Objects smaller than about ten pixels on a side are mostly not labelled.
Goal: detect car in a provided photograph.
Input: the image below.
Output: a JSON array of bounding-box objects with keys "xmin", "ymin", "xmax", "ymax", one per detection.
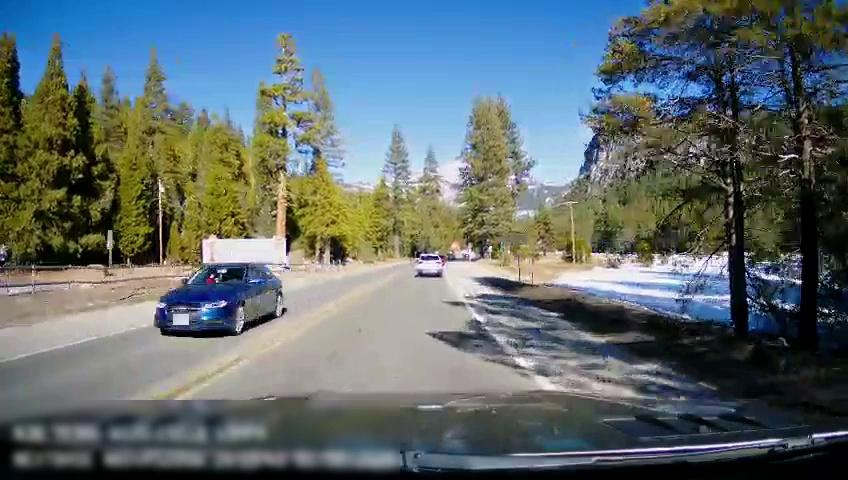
[{"xmin": 151, "ymin": 260, "xmax": 287, "ymax": 337}]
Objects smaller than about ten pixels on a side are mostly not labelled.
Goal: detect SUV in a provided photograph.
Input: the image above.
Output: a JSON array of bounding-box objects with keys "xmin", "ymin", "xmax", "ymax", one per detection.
[{"xmin": 415, "ymin": 253, "xmax": 443, "ymax": 278}]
